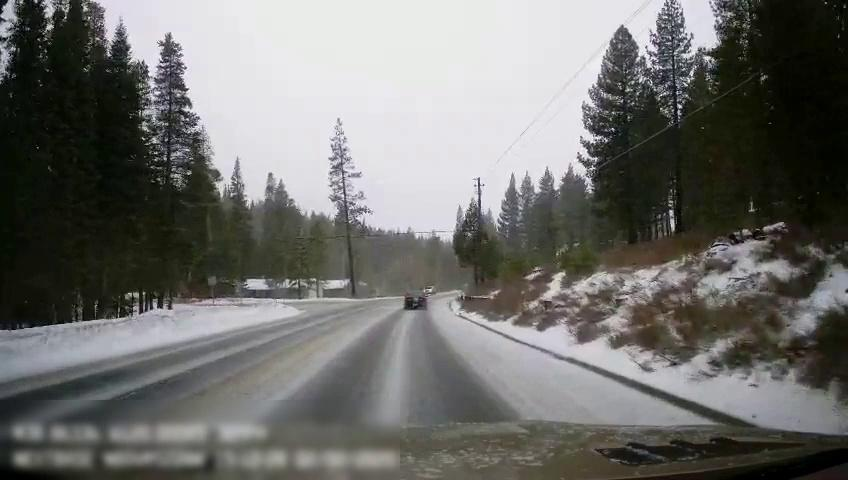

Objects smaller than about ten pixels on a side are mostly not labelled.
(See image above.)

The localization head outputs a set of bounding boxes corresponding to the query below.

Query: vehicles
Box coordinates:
[423,285,437,296]
[403,290,428,311]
